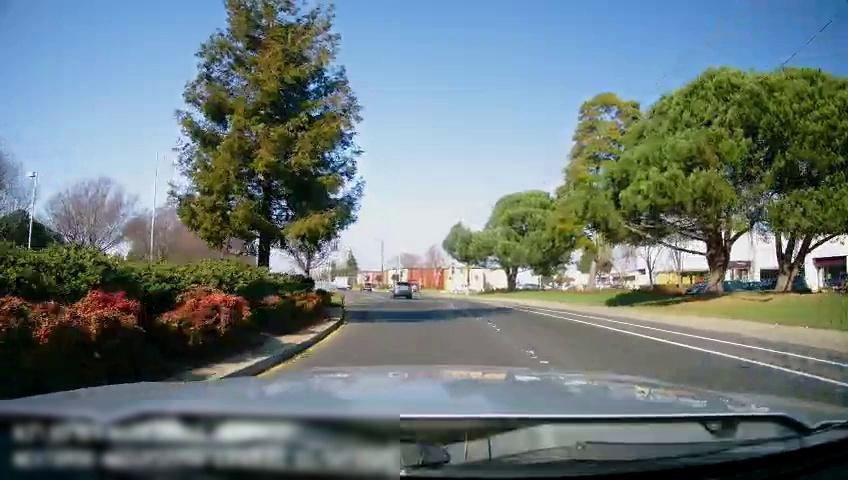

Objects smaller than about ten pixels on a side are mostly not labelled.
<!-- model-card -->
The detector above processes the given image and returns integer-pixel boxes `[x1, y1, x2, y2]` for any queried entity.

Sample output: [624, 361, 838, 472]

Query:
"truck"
[336, 277, 347, 291]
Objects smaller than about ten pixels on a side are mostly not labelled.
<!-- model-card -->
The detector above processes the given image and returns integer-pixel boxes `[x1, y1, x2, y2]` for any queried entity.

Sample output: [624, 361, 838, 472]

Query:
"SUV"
[392, 280, 413, 299]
